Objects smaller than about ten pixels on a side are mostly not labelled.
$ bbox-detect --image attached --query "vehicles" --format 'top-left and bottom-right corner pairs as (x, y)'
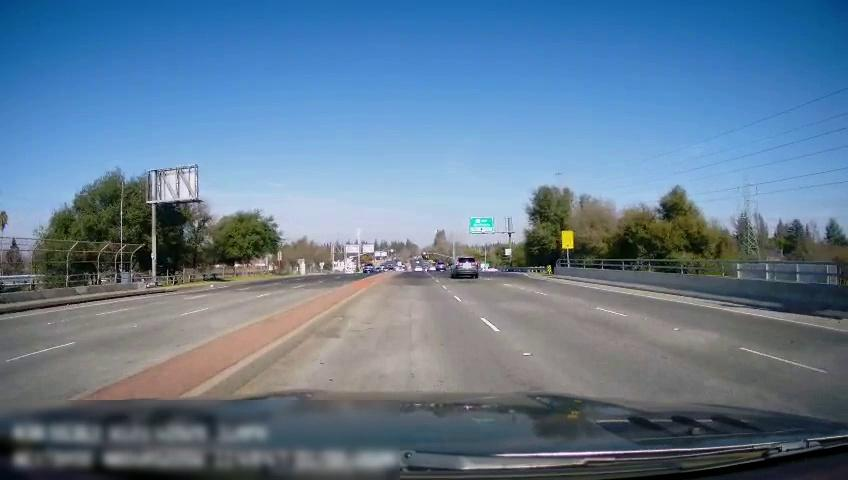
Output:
(436, 262), (446, 272)
(362, 263), (375, 274)
(449, 256), (479, 280)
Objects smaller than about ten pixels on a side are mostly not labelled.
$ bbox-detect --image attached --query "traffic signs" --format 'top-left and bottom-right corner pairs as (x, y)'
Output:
(468, 215), (496, 232)
(562, 231), (574, 249)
